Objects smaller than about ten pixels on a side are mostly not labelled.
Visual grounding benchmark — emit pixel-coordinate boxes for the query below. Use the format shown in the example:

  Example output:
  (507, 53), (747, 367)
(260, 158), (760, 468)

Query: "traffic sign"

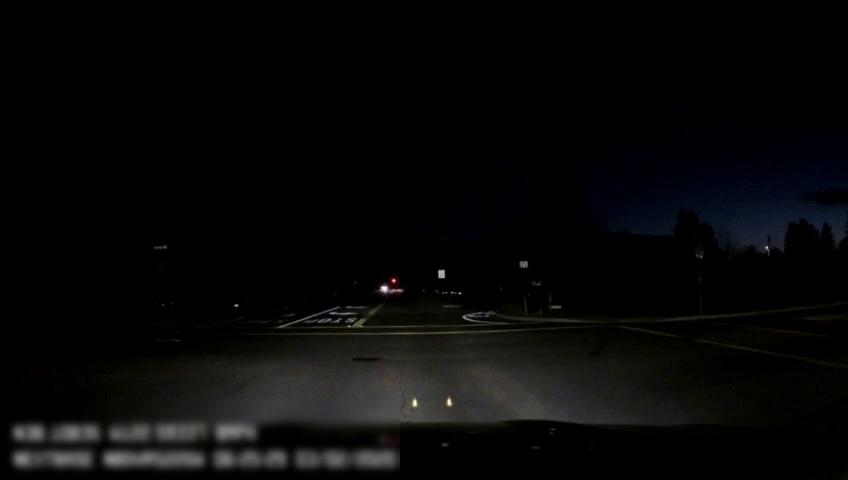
(437, 269), (447, 280)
